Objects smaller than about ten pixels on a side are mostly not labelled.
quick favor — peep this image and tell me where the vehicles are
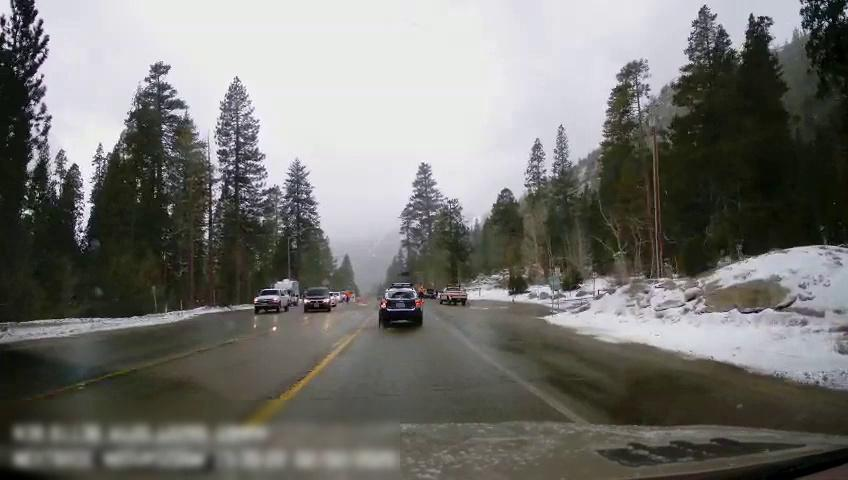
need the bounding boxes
[330,291,344,303]
[339,291,350,301]
[253,288,291,315]
[439,287,468,306]
[273,279,299,307]
[303,286,332,313]
[323,291,338,308]
[422,288,435,299]
[377,282,423,329]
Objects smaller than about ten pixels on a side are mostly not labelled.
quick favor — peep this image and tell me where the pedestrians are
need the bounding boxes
[417,284,426,303]
[345,289,350,303]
